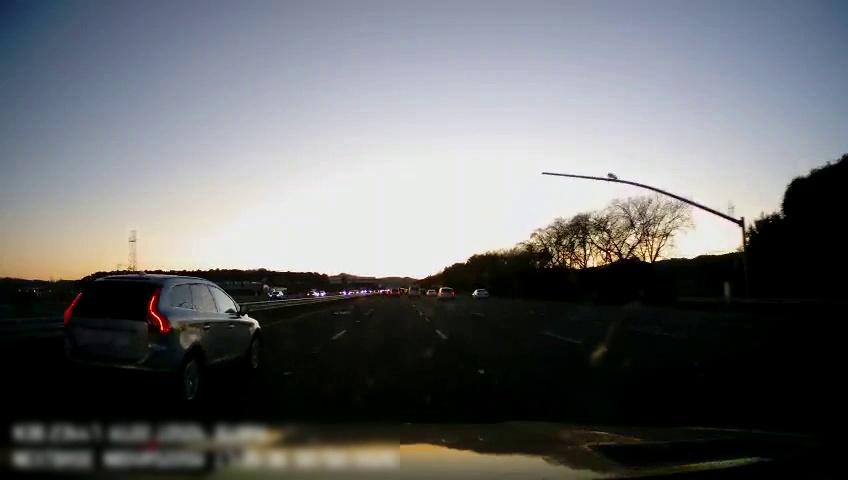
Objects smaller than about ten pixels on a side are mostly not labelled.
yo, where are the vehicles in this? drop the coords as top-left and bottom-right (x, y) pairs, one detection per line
(268, 290), (284, 300)
(471, 288), (490, 300)
(437, 286), (455, 301)
(425, 289), (437, 297)
(389, 288), (401, 298)
(408, 286), (421, 299)
(61, 273), (266, 405)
